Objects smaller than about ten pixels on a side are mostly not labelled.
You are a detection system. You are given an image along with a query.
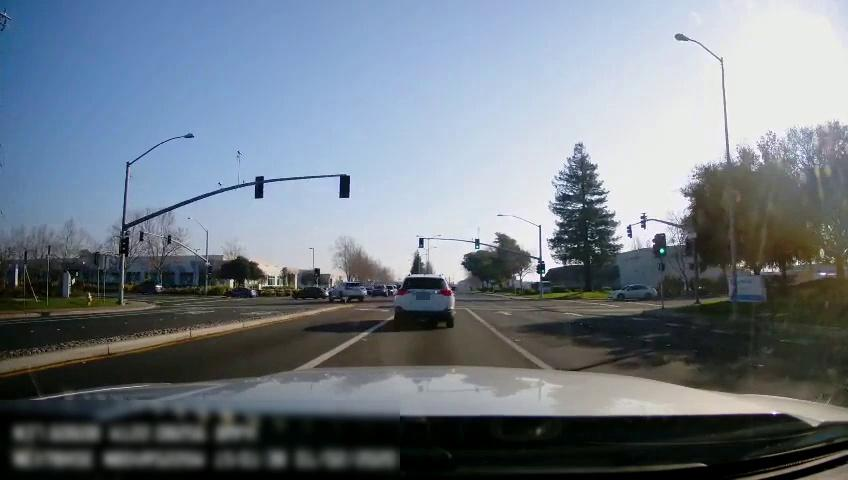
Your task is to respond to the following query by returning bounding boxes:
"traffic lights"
[638,211,647,231]
[139,230,144,242]
[418,237,424,248]
[167,234,172,245]
[624,224,634,240]
[338,174,351,200]
[254,175,265,200]
[536,263,546,275]
[474,238,481,250]
[124,237,130,255]
[653,232,667,258]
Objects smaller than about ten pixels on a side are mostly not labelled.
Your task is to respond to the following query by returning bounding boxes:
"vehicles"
[609,283,659,301]
[326,281,368,304]
[292,286,327,299]
[130,279,164,295]
[225,286,257,298]
[372,283,389,297]
[393,274,457,330]
[386,285,396,296]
